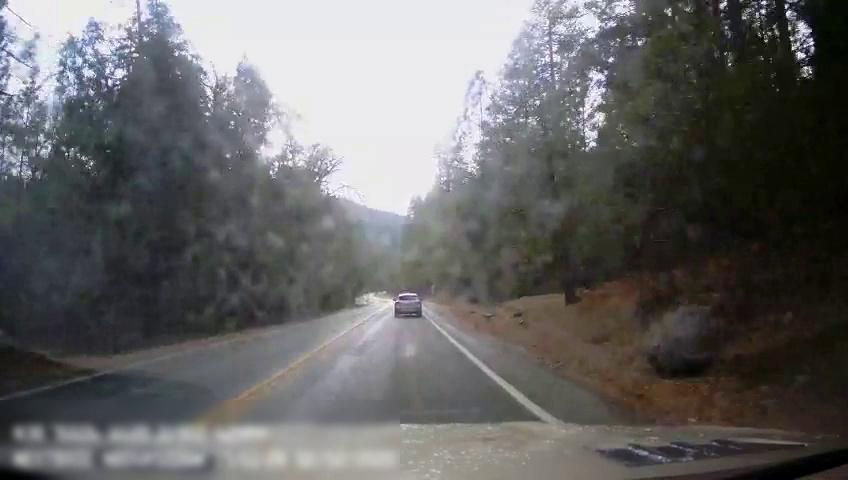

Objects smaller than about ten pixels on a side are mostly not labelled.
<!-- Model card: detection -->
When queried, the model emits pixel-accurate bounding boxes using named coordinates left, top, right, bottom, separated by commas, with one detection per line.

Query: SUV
left=393, top=292, right=422, bottom=319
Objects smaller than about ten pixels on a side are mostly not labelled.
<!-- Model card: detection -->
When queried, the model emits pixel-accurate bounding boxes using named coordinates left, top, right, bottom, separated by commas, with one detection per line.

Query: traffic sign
left=430, top=284, right=436, bottom=295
